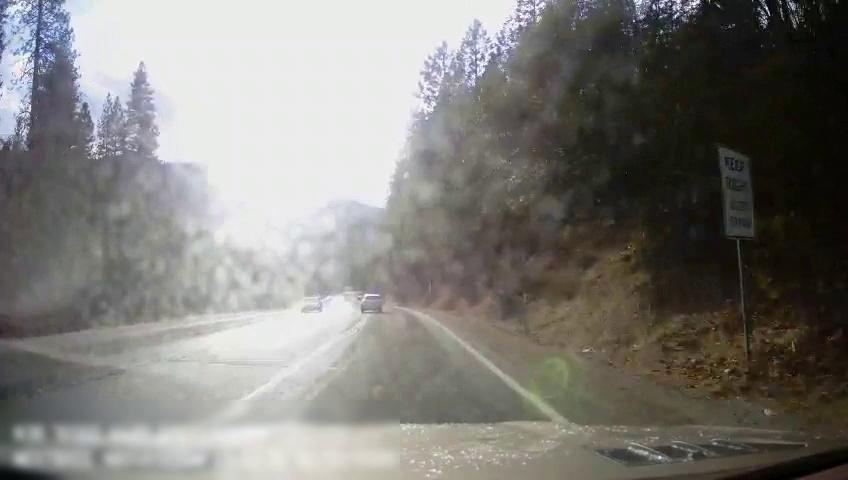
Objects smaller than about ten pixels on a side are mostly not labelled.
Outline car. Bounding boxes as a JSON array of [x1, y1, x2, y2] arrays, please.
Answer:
[[300, 296, 323, 313]]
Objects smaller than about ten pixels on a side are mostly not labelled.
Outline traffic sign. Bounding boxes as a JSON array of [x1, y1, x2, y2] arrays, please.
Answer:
[[717, 144, 757, 242]]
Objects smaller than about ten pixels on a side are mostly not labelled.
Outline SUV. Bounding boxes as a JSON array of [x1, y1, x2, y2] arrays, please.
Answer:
[[359, 293, 384, 313]]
